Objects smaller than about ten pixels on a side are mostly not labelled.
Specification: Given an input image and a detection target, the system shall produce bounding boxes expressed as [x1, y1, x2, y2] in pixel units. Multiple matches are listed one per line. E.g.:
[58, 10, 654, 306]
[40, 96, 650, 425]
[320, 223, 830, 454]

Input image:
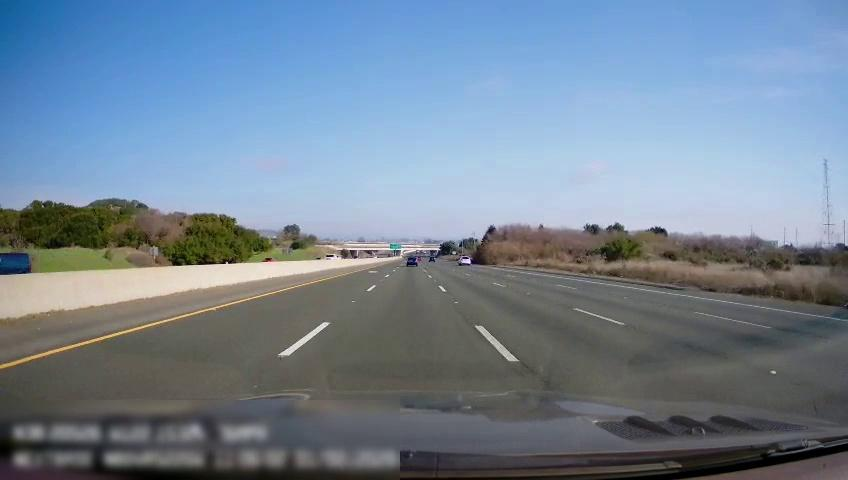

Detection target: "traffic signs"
[389, 244, 403, 251]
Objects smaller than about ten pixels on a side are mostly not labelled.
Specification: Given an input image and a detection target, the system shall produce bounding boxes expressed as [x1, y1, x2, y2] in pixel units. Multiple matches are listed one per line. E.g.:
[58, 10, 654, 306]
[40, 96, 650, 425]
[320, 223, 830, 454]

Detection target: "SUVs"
[459, 257, 471, 266]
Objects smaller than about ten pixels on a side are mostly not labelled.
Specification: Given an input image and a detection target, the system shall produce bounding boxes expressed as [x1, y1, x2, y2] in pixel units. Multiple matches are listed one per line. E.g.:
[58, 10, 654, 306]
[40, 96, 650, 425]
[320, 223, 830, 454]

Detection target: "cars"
[260, 257, 280, 264]
[406, 257, 418, 267]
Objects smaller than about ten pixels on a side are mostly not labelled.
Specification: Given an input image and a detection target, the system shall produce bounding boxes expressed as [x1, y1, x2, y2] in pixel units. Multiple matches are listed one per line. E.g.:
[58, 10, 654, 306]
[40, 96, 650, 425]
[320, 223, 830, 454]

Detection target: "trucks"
[0, 252, 32, 276]
[322, 253, 343, 261]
